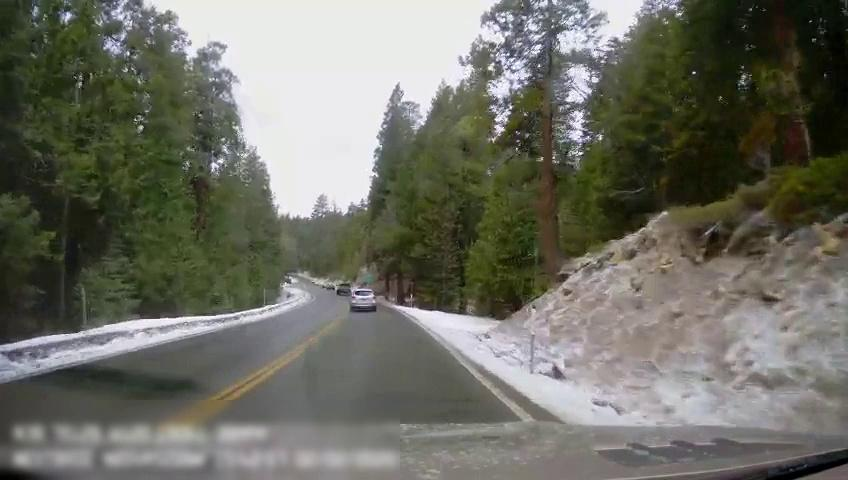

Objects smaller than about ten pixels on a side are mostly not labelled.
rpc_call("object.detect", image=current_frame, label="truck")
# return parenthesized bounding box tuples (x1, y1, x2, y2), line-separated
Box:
(337, 281, 351, 295)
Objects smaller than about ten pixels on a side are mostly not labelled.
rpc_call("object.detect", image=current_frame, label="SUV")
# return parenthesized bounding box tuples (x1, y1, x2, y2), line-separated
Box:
(349, 287, 377, 313)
